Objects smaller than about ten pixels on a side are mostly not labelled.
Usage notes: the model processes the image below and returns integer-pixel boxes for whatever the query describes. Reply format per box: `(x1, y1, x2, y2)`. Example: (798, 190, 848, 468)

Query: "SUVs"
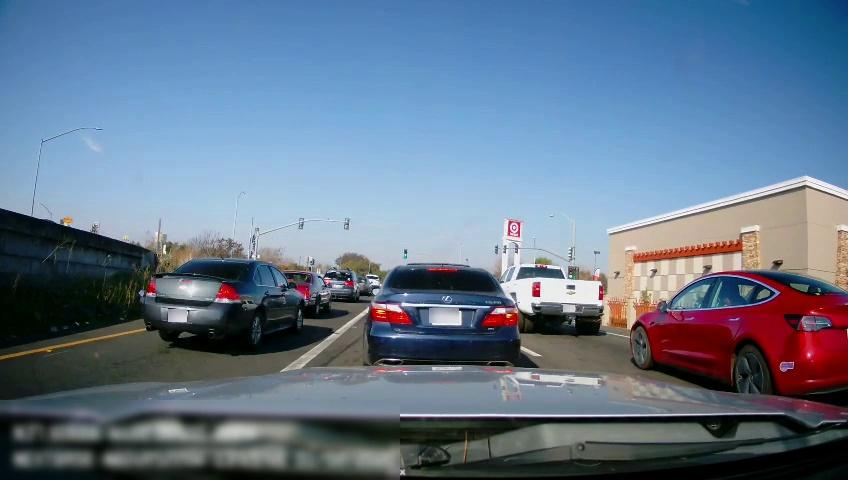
(321, 269, 362, 303)
(364, 272, 382, 290)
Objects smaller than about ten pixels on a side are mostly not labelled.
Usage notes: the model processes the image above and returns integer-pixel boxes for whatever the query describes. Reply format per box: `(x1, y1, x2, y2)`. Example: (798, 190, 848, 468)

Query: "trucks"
(490, 263, 607, 336)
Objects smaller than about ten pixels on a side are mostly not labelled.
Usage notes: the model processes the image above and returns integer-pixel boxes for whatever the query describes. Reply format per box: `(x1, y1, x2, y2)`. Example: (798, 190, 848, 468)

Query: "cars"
(628, 267, 848, 397)
(352, 276, 374, 296)
(361, 262, 523, 369)
(142, 255, 306, 347)
(278, 270, 333, 317)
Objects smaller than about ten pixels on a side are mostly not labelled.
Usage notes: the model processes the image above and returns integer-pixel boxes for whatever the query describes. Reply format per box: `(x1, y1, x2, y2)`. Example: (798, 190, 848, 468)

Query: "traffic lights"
(494, 244, 500, 257)
(573, 265, 581, 281)
(403, 248, 409, 260)
(513, 243, 520, 255)
(297, 217, 305, 230)
(502, 244, 508, 255)
(566, 247, 574, 263)
(568, 265, 578, 281)
(343, 216, 351, 230)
